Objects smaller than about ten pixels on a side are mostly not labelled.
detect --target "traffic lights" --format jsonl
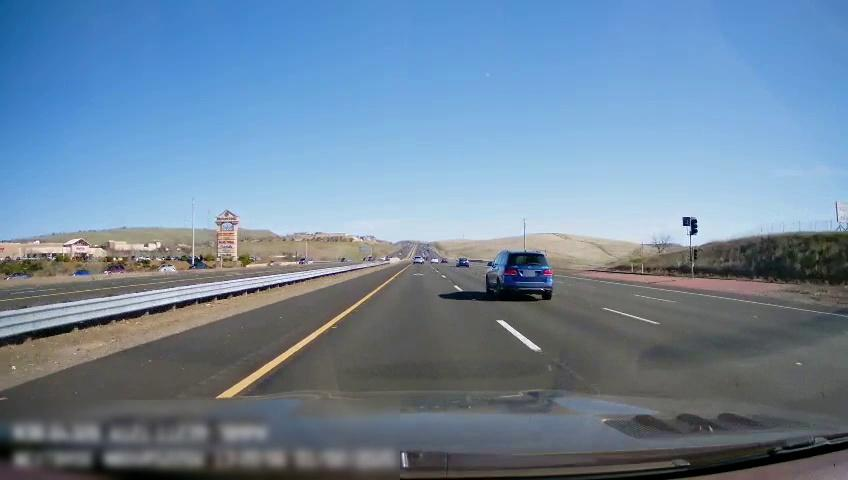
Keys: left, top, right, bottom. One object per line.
{"left": 693, "top": 248, "right": 698, "bottom": 261}
{"left": 690, "top": 219, "right": 699, "bottom": 234}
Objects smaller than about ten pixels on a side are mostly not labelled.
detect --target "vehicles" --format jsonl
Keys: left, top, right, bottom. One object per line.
{"left": 102, "top": 266, "right": 121, "bottom": 273}
{"left": 187, "top": 262, "right": 208, "bottom": 270}
{"left": 413, "top": 255, "right": 424, "bottom": 264}
{"left": 485, "top": 251, "right": 554, "bottom": 301}
{"left": 455, "top": 257, "right": 469, "bottom": 267}
{"left": 5, "top": 274, "right": 29, "bottom": 280}
{"left": 430, "top": 256, "right": 440, "bottom": 265}
{"left": 156, "top": 264, "right": 176, "bottom": 272}
{"left": 72, "top": 269, "right": 93, "bottom": 276}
